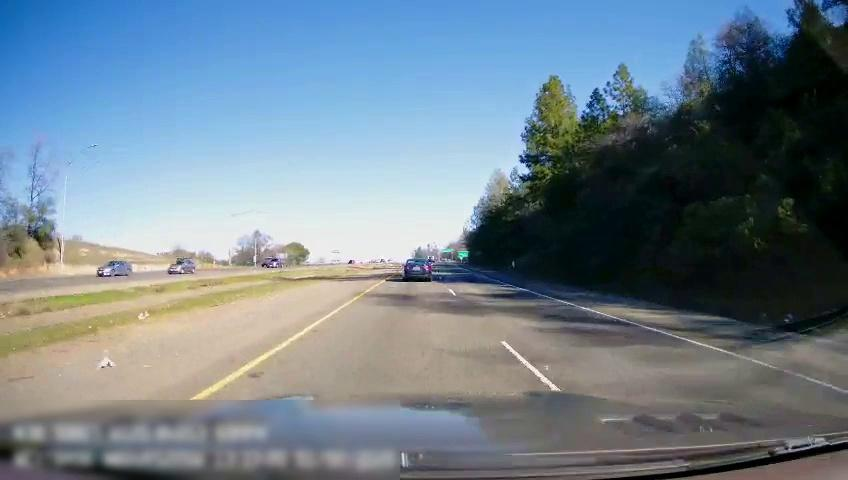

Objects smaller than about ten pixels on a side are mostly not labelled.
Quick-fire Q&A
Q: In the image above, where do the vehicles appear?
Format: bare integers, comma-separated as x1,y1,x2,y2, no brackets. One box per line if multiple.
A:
168,260,196,275
96,261,131,277
402,258,431,282
267,258,286,269
261,257,274,267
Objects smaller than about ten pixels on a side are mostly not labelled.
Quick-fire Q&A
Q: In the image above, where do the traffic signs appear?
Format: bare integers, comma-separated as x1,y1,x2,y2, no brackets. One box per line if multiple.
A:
459,250,470,258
